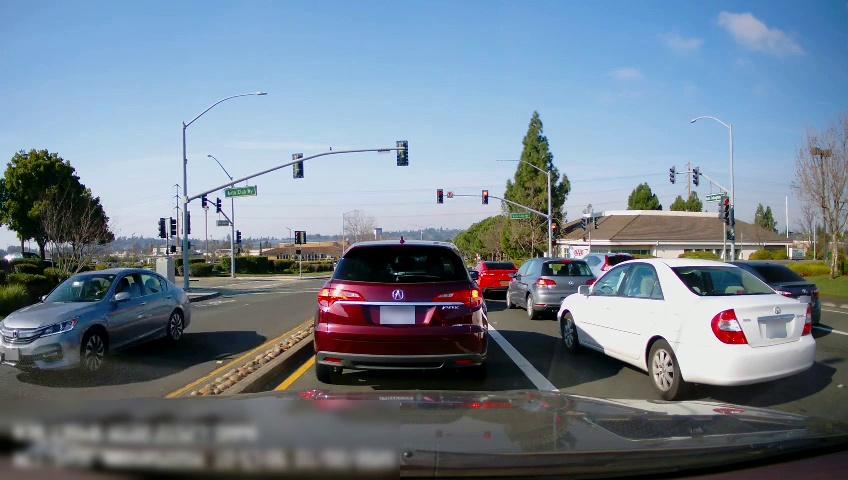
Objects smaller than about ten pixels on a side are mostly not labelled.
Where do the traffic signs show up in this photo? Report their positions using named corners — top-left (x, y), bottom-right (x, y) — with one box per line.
top-left (511, 212), bottom-right (530, 220)
top-left (705, 193), bottom-right (722, 202)
top-left (224, 184), bottom-right (258, 198)
top-left (215, 219), bottom-right (230, 227)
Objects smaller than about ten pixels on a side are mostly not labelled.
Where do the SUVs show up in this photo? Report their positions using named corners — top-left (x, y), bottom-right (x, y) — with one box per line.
top-left (311, 241), bottom-right (489, 383)
top-left (583, 251), bottom-right (633, 279)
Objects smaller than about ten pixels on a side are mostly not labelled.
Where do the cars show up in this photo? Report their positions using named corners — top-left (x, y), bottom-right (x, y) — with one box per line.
top-left (730, 259), bottom-right (822, 325)
top-left (0, 266), bottom-right (192, 374)
top-left (474, 260), bottom-right (516, 295)
top-left (507, 256), bottom-right (598, 321)
top-left (555, 257), bottom-right (819, 401)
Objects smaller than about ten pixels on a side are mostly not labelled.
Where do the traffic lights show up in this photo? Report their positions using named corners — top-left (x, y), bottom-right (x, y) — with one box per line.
top-left (235, 230), bottom-right (242, 243)
top-left (583, 216), bottom-right (590, 230)
top-left (593, 216), bottom-right (601, 230)
top-left (200, 194), bottom-right (208, 208)
top-left (301, 231), bottom-right (306, 244)
top-left (216, 197), bottom-right (223, 214)
top-left (693, 168), bottom-right (700, 186)
top-left (169, 217), bottom-right (178, 238)
top-left (395, 137), bottom-right (410, 168)
top-left (294, 231), bottom-right (301, 244)
top-left (435, 188), bottom-right (445, 205)
top-left (482, 188), bottom-right (491, 207)
top-left (668, 168), bottom-right (676, 183)
top-left (159, 218), bottom-right (167, 237)
top-left (292, 151), bottom-right (305, 178)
